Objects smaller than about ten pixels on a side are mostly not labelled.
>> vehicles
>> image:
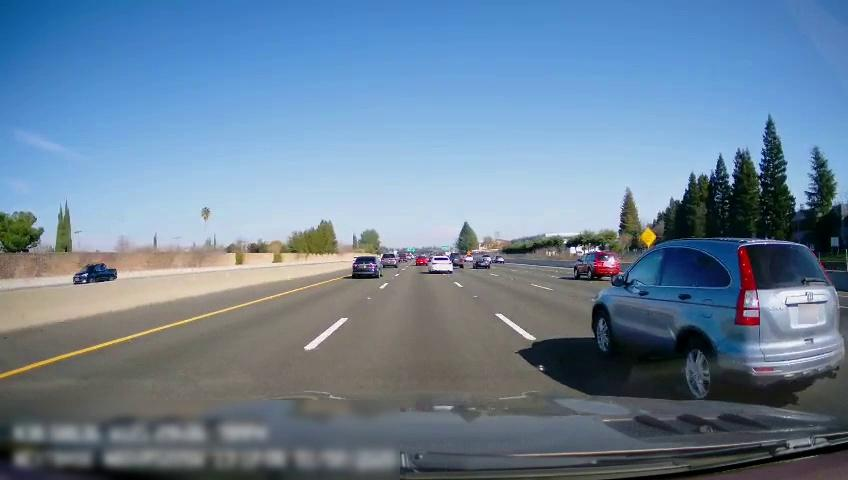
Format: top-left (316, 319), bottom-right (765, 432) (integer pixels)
top-left (381, 253), bottom-right (398, 269)
top-left (415, 255), bottom-right (429, 267)
top-left (491, 255), bottom-right (504, 264)
top-left (72, 262), bottom-right (118, 286)
top-left (352, 255), bottom-right (384, 279)
top-left (398, 253), bottom-right (408, 263)
top-left (447, 252), bottom-right (465, 269)
top-left (471, 256), bottom-right (491, 270)
top-left (479, 254), bottom-right (492, 265)
top-left (589, 235), bottom-right (848, 402)
top-left (428, 255), bottom-right (454, 275)
top-left (572, 250), bottom-right (621, 281)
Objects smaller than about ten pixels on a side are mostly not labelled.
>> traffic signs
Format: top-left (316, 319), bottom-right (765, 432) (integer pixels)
top-left (639, 227), bottom-right (657, 249)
